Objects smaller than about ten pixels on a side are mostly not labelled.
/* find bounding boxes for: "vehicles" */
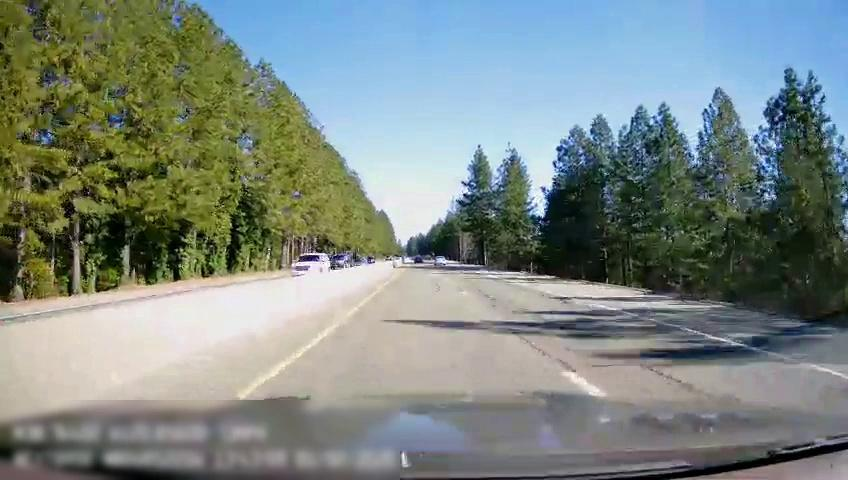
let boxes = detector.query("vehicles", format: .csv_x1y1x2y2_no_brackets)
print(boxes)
433,256,447,267
291,252,331,278
327,253,355,272
413,255,425,265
